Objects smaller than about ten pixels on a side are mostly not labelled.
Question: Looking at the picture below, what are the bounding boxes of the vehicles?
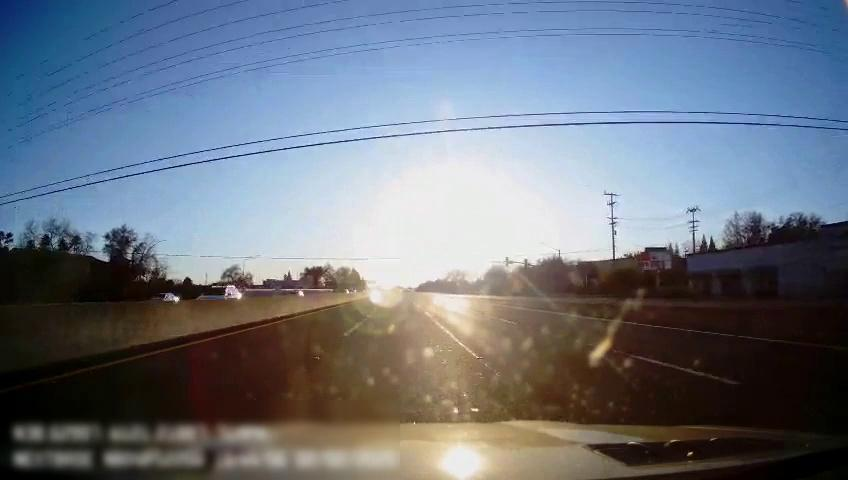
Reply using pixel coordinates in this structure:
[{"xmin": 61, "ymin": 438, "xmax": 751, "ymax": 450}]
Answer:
[
  {"xmin": 287, "ymin": 291, "xmax": 304, "ymax": 298},
  {"xmin": 148, "ymin": 293, "xmax": 180, "ymax": 304},
  {"xmin": 195, "ymin": 286, "xmax": 243, "ymax": 304}
]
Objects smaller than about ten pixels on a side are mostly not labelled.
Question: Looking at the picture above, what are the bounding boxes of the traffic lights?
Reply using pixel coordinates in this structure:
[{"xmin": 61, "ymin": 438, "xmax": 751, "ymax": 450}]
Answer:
[
  {"xmin": 505, "ymin": 256, "xmax": 509, "ymax": 267},
  {"xmin": 524, "ymin": 259, "xmax": 528, "ymax": 270}
]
